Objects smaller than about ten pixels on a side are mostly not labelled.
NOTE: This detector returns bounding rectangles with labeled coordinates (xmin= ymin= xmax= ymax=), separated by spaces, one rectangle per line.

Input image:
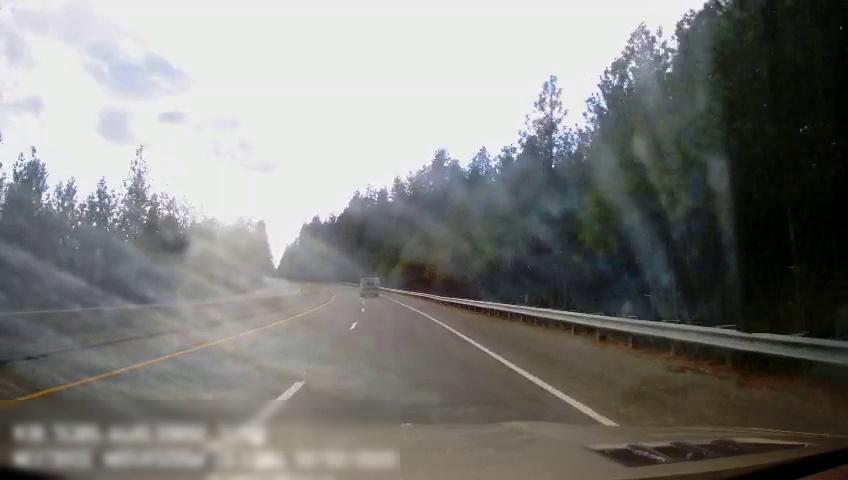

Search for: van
xmin=360 ymin=277 xmax=380 ymax=298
